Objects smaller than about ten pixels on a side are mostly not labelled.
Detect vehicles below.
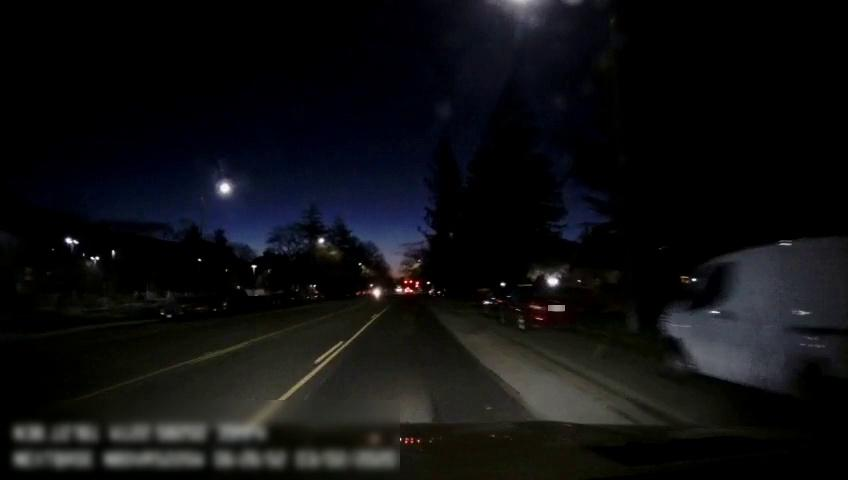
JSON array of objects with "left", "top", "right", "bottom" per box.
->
[
  {"left": 159, "top": 299, "right": 209, "bottom": 323},
  {"left": 482, "top": 292, "right": 507, "bottom": 311},
  {"left": 497, "top": 287, "right": 577, "bottom": 333},
  {"left": 206, "top": 288, "right": 249, "bottom": 316},
  {"left": 656, "top": 237, "right": 848, "bottom": 421}
]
